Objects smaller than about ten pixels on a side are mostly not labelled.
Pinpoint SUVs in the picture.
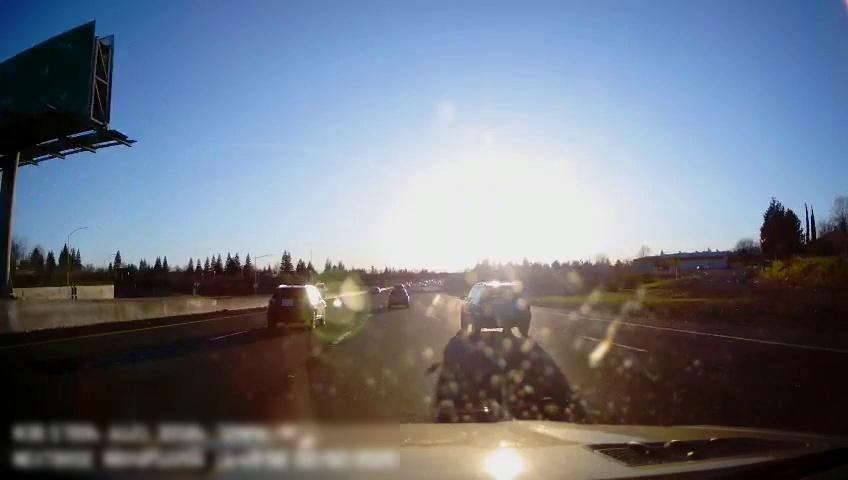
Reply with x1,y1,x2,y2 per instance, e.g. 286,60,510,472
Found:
266,285,327,331
461,279,531,335
387,284,410,309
